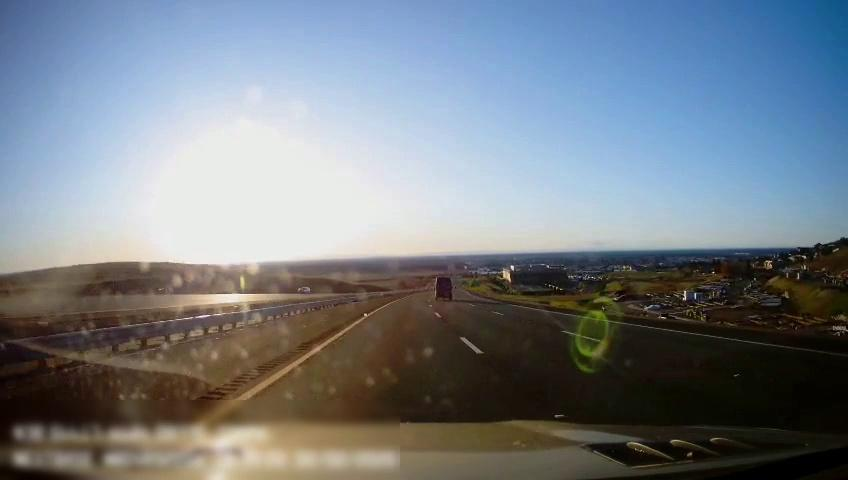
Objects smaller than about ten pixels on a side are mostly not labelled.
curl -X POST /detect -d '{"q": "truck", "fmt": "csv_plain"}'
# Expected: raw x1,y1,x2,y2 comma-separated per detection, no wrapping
435,277,452,301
